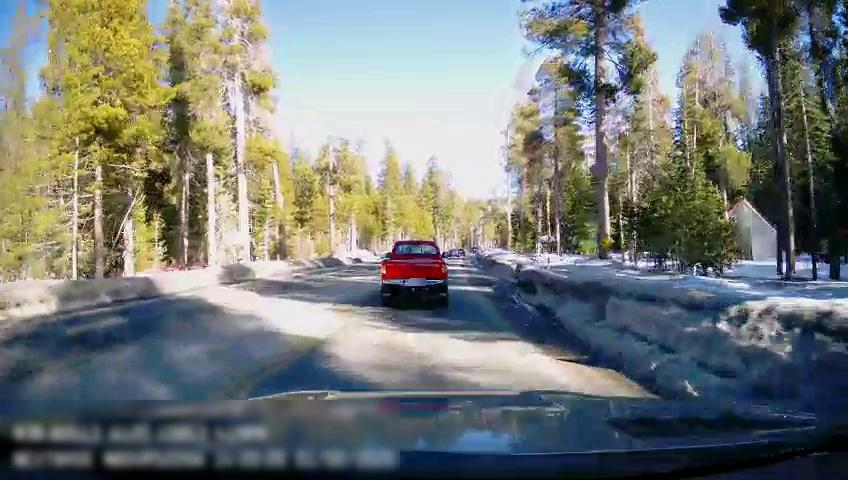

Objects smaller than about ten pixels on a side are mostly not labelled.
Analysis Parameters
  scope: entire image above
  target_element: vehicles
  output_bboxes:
[446,248,460,259]
[380,238,449,299]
